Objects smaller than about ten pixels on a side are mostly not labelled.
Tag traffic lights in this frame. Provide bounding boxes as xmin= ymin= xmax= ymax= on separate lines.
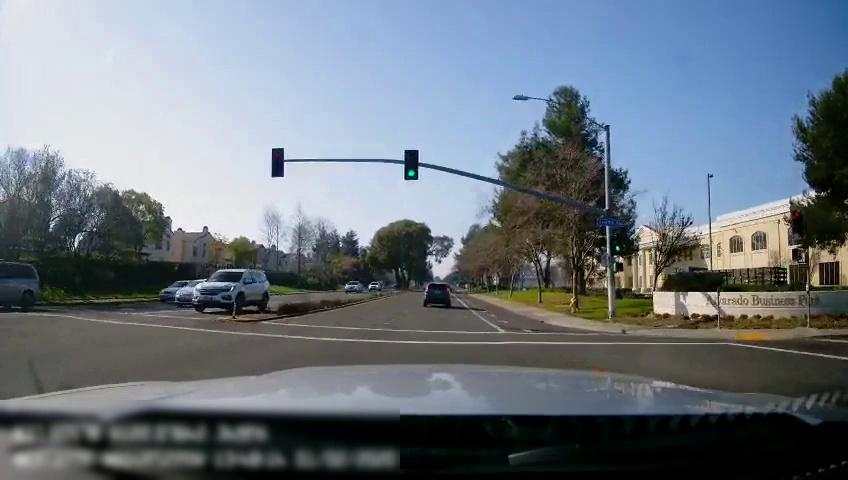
xmin=404 ymin=149 xmax=418 ymax=180
xmin=615 ymin=240 xmax=620 ymax=253
xmin=272 ymin=147 xmax=284 ymax=176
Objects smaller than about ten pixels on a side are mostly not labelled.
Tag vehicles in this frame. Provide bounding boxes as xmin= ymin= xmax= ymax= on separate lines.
xmin=344 ymin=281 xmax=363 ymax=294
xmin=0 ymin=261 xmax=40 ymax=312
xmin=174 ymin=279 xmax=208 ymax=308
xmin=192 ymin=269 xmax=272 ymax=316
xmin=368 ymin=281 xmax=384 ymax=292
xmin=159 ymin=281 xmax=192 ymax=303
xmin=424 ymin=282 xmax=453 ymax=308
